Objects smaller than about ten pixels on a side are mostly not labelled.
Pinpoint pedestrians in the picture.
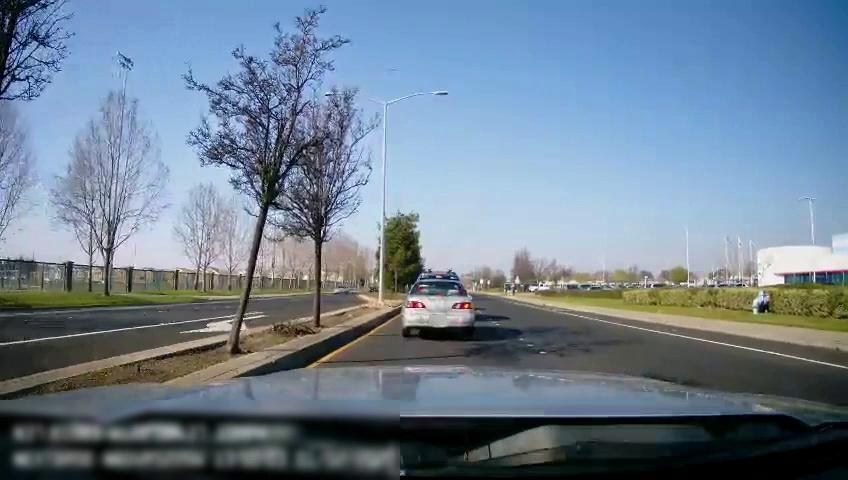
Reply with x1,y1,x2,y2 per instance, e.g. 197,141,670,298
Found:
512,283,516,296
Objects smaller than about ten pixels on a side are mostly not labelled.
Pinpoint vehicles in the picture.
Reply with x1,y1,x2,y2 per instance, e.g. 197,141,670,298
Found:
334,286,350,294
401,280,475,337
527,281,551,293
418,267,460,282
